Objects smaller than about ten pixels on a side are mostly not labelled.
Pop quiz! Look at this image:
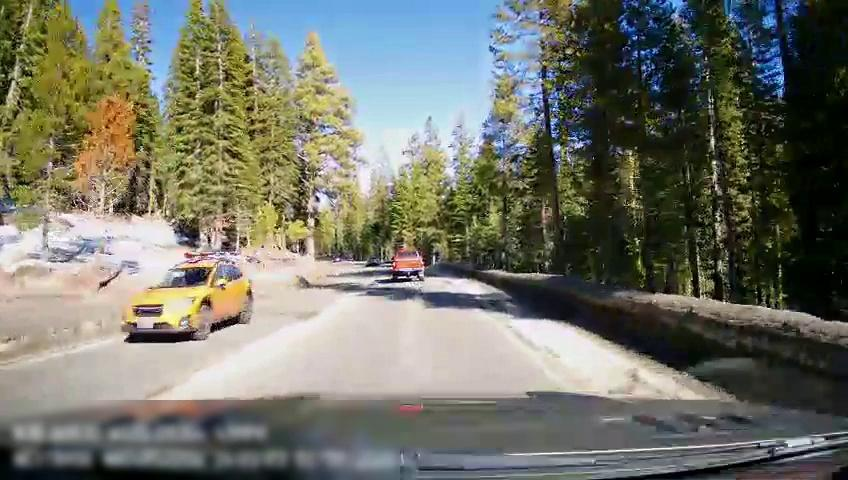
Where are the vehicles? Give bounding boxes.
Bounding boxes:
[120,251,255,342]
[390,247,425,282]
[366,256,381,267]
